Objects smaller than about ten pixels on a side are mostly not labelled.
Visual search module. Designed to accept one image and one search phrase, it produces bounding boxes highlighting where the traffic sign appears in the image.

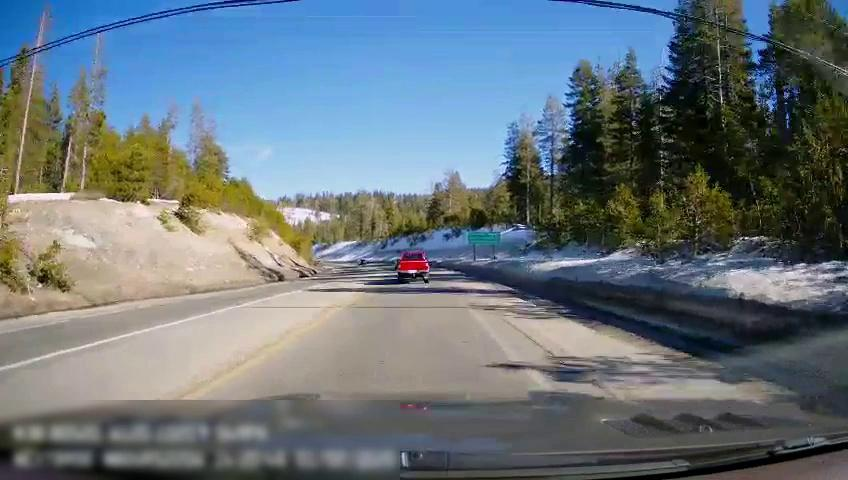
[469,230,503,245]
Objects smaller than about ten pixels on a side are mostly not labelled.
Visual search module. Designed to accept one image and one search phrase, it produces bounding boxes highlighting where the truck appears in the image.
[396,249,432,284]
